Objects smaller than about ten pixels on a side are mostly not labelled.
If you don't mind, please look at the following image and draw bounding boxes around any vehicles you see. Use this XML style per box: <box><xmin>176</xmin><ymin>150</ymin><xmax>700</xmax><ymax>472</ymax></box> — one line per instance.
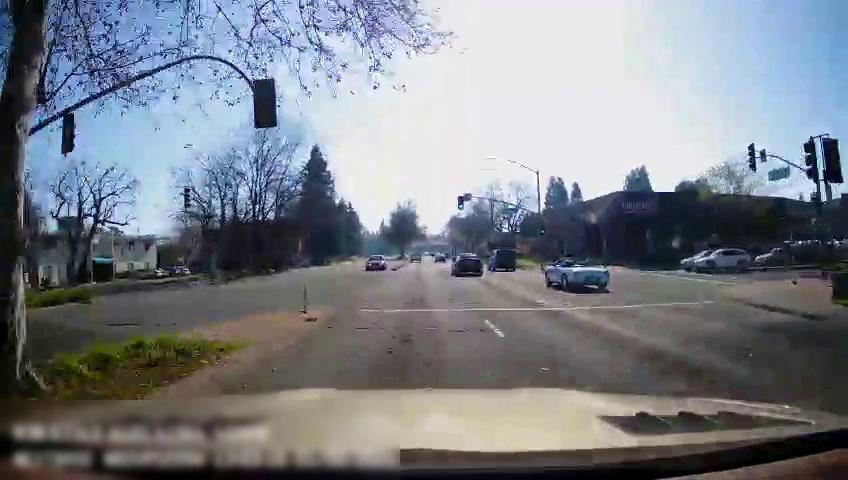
<box><xmin>451</xmin><ymin>252</ymin><xmax>485</xmax><ymax>276</ymax></box>
<box><xmin>543</xmin><ymin>256</ymin><xmax>610</xmax><ymax>292</ymax></box>
<box><xmin>753</xmin><ymin>247</ymin><xmax>800</xmax><ymax>267</ymax></box>
<box><xmin>679</xmin><ymin>247</ymin><xmax>715</xmax><ymax>268</ymax></box>
<box><xmin>486</xmin><ymin>246</ymin><xmax>517</xmax><ymax>272</ymax></box>
<box><xmin>692</xmin><ymin>247</ymin><xmax>752</xmax><ymax>274</ymax></box>
<box><xmin>435</xmin><ymin>252</ymin><xmax>447</xmax><ymax>262</ymax></box>
<box><xmin>365</xmin><ymin>254</ymin><xmax>387</xmax><ymax>271</ymax></box>
<box><xmin>410</xmin><ymin>252</ymin><xmax>421</xmax><ymax>263</ymax></box>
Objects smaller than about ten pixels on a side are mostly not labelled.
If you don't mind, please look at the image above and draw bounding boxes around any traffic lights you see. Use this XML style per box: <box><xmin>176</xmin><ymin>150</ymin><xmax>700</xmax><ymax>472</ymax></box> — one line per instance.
<box><xmin>802</xmin><ymin>134</ymin><xmax>821</xmax><ymax>183</ymax></box>
<box><xmin>746</xmin><ymin>141</ymin><xmax>758</xmax><ymax>173</ymax></box>
<box><xmin>182</xmin><ymin>185</ymin><xmax>193</xmax><ymax>211</ymax></box>
<box><xmin>253</xmin><ymin>77</ymin><xmax>278</xmax><ymax>129</ymax></box>
<box><xmin>456</xmin><ymin>194</ymin><xmax>465</xmax><ymax>211</ymax></box>
<box><xmin>61</xmin><ymin>113</ymin><xmax>76</xmax><ymax>154</ymax></box>
<box><xmin>818</xmin><ymin>136</ymin><xmax>846</xmax><ymax>185</ymax></box>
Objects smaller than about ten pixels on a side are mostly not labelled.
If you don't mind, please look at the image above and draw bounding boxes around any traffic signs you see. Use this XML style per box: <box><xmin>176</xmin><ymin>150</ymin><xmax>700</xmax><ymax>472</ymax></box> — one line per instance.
<box><xmin>767</xmin><ymin>166</ymin><xmax>792</xmax><ymax>183</ymax></box>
